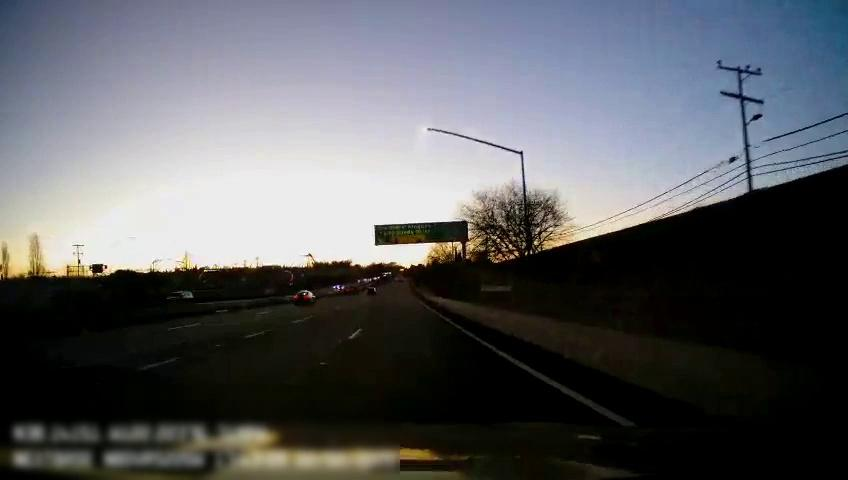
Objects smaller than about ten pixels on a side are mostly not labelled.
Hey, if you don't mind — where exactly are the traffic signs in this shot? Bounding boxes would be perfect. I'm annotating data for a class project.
[374,220,468,246]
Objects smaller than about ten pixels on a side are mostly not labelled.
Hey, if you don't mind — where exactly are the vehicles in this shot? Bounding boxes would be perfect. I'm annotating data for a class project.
[366,286,377,296]
[294,289,318,305]
[165,291,194,301]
